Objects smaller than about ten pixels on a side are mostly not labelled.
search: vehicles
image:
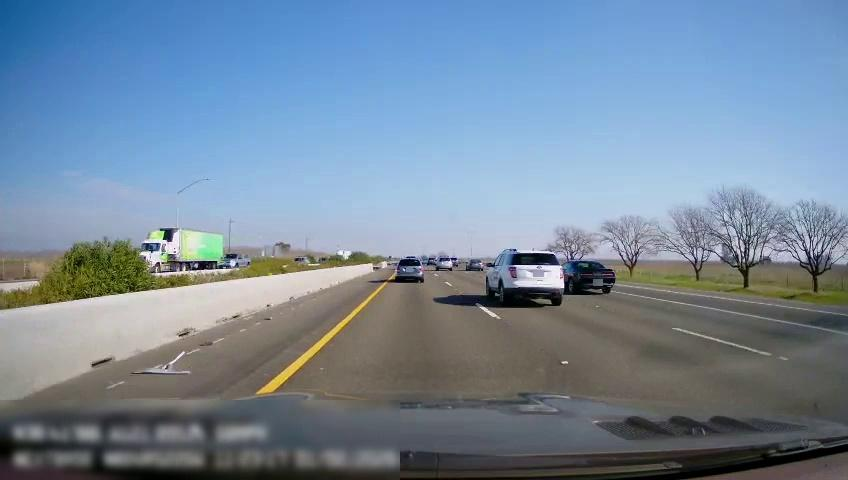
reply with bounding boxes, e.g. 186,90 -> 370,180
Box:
335,249 -> 352,260
562,260 -> 617,295
450,256 -> 460,267
217,253 -> 251,270
293,256 -> 308,264
139,227 -> 226,274
395,257 -> 425,283
485,247 -> 565,307
435,256 -> 454,272
464,258 -> 483,271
